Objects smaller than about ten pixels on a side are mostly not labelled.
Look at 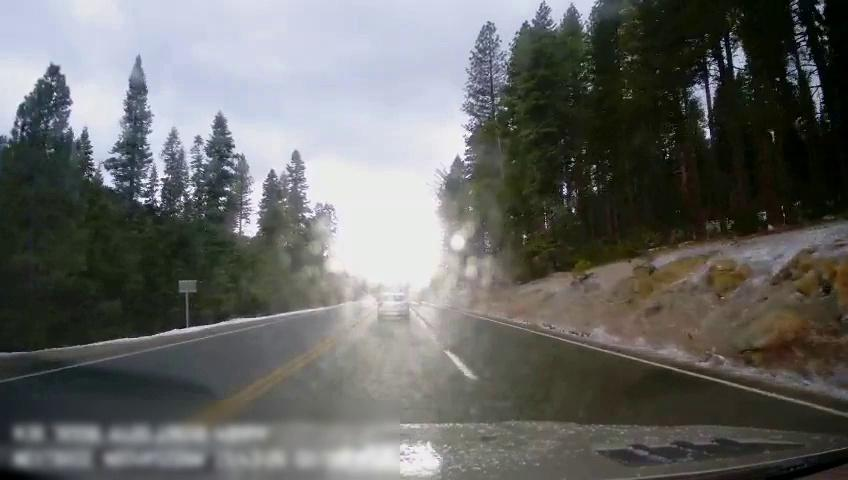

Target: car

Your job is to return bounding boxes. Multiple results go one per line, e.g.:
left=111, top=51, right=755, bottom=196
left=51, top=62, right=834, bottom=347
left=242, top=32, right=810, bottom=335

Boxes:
left=375, top=289, right=411, bottom=323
